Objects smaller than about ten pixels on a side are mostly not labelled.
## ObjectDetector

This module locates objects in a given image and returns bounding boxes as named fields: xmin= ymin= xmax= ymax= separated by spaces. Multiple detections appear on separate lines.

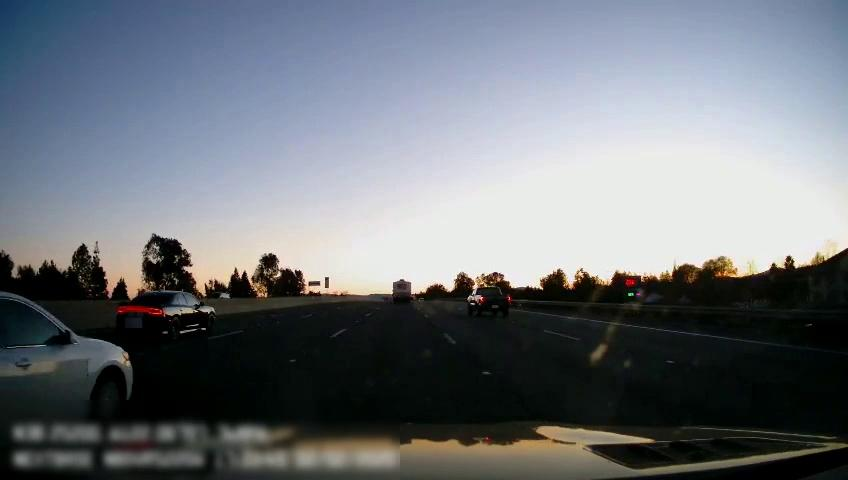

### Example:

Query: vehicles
xmin=0 ymin=291 xmax=134 ymax=443
xmin=115 ymin=290 xmax=217 ymax=342
xmin=207 ymin=292 xmax=231 ymax=300
xmin=393 ymin=281 xmax=411 ymax=303
xmin=467 ymin=286 xmax=511 ymax=317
